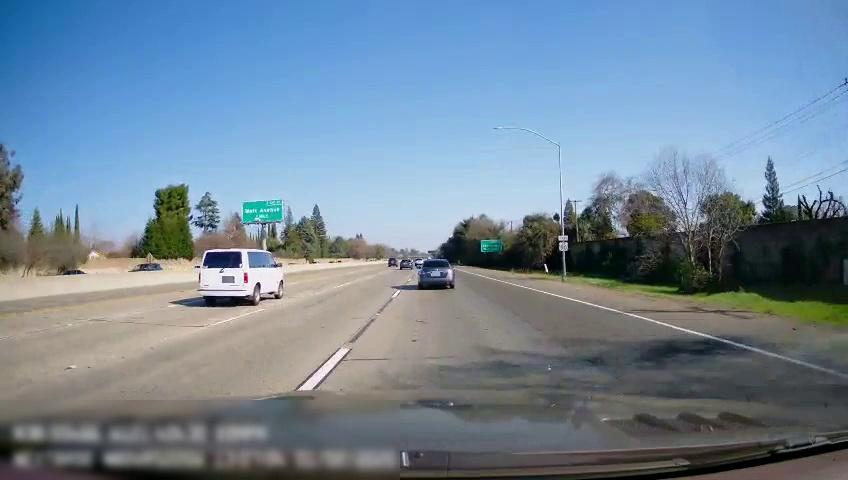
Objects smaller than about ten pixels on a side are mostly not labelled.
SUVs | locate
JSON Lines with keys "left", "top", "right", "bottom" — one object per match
{"left": 127, "top": 263, "right": 163, "bottom": 272}
{"left": 387, "top": 256, "right": 399, "bottom": 268}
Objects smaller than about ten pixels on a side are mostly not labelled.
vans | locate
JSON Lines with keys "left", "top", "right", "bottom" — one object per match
{"left": 198, "top": 248, "right": 286, "bottom": 308}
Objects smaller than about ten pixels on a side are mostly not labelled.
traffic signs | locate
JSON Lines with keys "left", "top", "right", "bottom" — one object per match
{"left": 480, "top": 239, "right": 504, "bottom": 253}
{"left": 241, "top": 198, "right": 284, "bottom": 225}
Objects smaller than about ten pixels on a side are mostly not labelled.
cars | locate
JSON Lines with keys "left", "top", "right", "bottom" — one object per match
{"left": 399, "top": 258, "right": 414, "bottom": 270}
{"left": 58, "top": 269, "right": 88, "bottom": 275}
{"left": 418, "top": 259, "right": 455, "bottom": 291}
